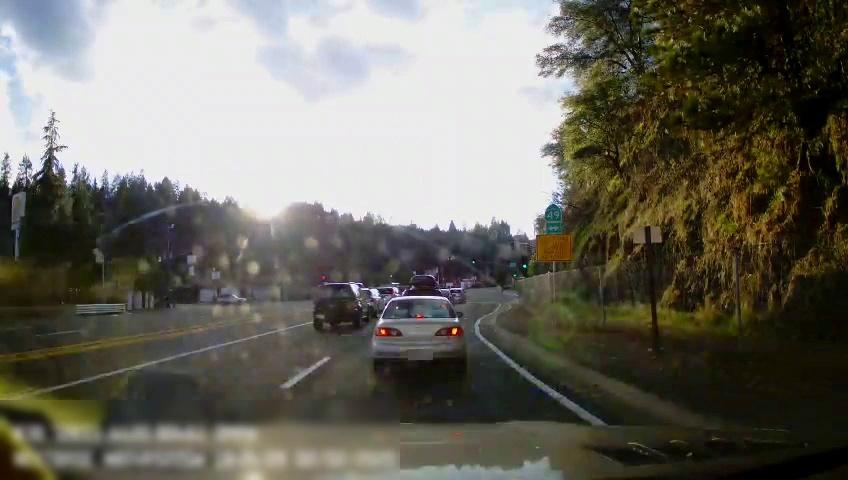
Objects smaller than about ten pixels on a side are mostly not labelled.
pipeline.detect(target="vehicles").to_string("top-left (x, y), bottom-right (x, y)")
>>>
top-left (406, 275), bottom-right (443, 297)
top-left (441, 288), bottom-right (457, 304)
top-left (361, 287), bottom-right (389, 318)
top-left (451, 287), bottom-right (466, 304)
top-left (373, 296), bottom-right (466, 372)
top-left (313, 281), bottom-right (374, 331)
top-left (216, 290), bottom-right (246, 306)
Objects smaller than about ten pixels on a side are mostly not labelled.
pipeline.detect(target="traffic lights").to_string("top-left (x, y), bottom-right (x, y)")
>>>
top-left (520, 255), bottom-right (530, 273)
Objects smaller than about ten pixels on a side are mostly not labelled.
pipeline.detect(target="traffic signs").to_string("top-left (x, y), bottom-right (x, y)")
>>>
top-left (535, 234), bottom-right (573, 262)
top-left (544, 203), bottom-right (562, 221)
top-left (543, 221), bottom-right (562, 235)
